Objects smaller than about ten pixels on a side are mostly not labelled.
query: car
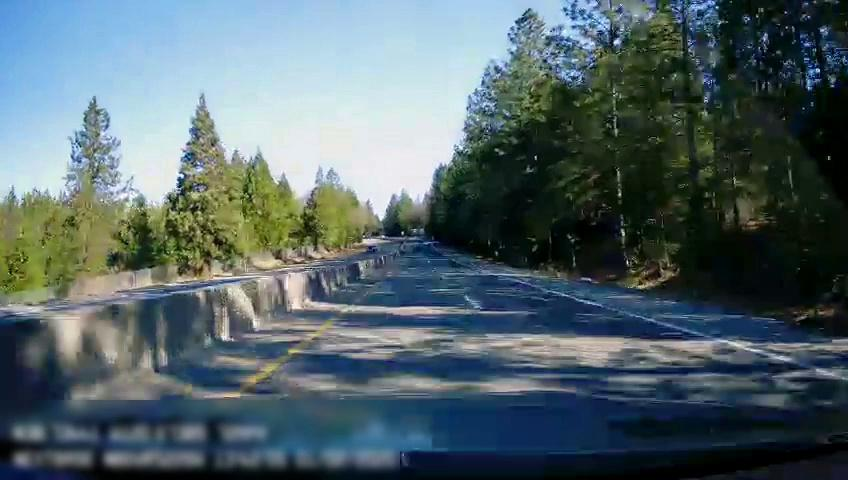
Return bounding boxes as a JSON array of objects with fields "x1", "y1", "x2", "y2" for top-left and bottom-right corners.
[{"x1": 366, "y1": 245, "x2": 379, "y2": 255}]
